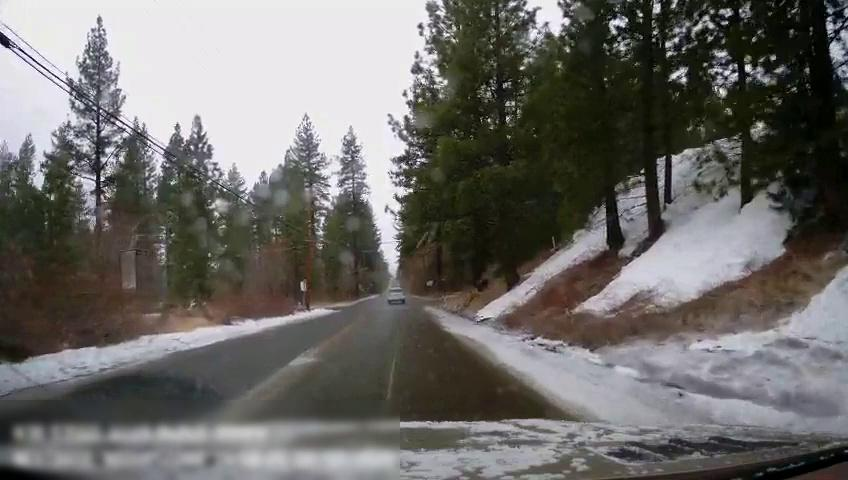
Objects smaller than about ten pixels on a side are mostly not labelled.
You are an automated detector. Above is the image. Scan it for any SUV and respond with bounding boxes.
[386,286,407,305]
